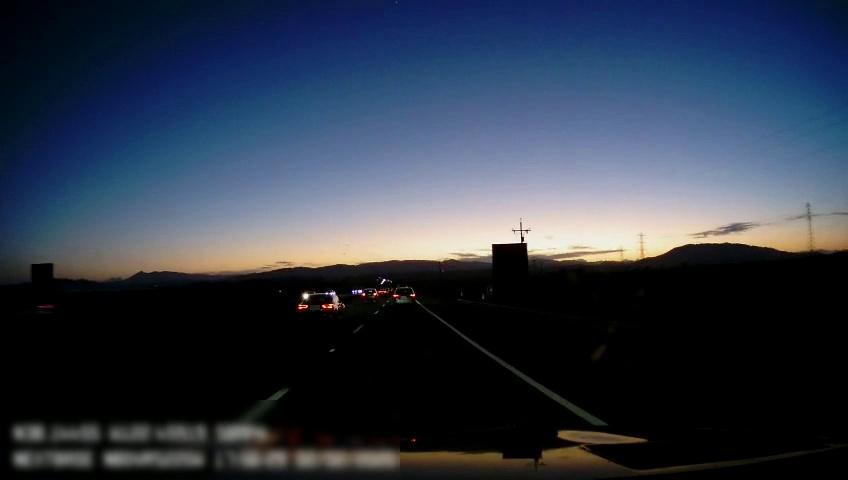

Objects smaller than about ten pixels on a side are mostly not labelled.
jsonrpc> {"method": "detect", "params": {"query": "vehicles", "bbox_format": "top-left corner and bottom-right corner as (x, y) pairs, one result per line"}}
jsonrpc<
(377, 288), (389, 298)
(297, 292), (346, 323)
(393, 286), (416, 310)
(300, 290), (317, 300)
(361, 287), (379, 303)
